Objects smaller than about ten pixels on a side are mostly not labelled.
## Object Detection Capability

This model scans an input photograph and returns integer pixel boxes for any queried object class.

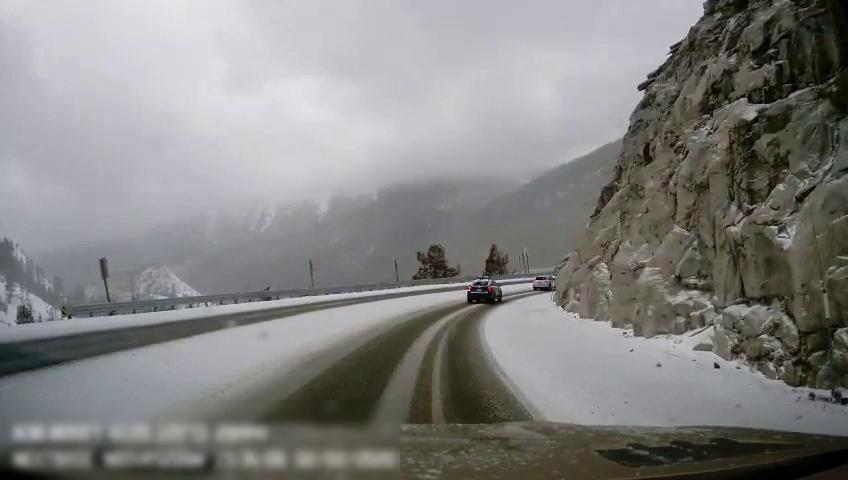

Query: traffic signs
[98,256,111,279]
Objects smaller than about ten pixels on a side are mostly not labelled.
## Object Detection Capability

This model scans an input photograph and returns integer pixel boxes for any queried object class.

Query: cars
[533,275,556,291]
[466,277,503,305]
